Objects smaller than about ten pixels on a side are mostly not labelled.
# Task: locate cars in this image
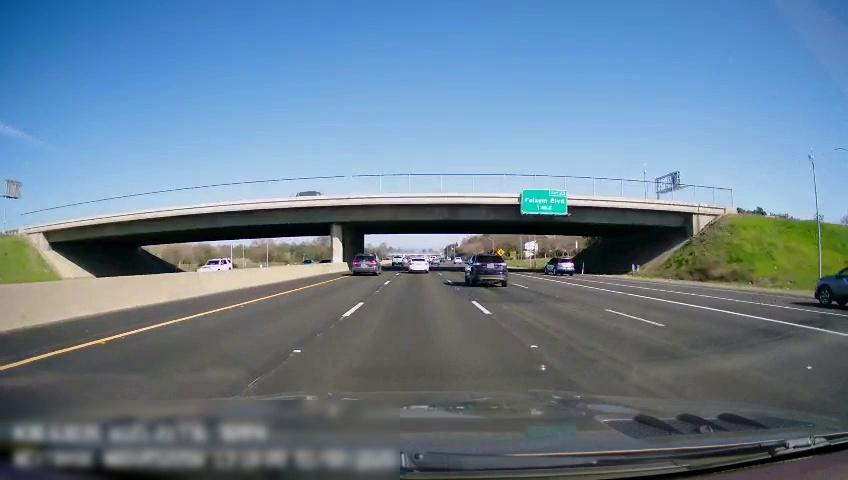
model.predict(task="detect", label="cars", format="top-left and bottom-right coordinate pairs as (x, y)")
top-left (408, 258), bottom-right (429, 274)
top-left (196, 258), bottom-right (232, 273)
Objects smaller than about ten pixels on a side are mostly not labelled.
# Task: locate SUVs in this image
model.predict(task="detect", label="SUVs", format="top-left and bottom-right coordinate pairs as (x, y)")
top-left (544, 256), bottom-right (575, 276)
top-left (814, 266), bottom-right (848, 308)
top-left (465, 253), bottom-right (508, 288)
top-left (352, 254), bottom-right (382, 276)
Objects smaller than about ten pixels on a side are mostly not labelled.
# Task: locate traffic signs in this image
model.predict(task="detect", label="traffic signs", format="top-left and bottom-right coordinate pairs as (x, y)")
top-left (520, 187), bottom-right (569, 216)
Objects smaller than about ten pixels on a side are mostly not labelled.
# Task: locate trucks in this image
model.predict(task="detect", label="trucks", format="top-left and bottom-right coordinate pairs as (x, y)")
top-left (391, 255), bottom-right (404, 267)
